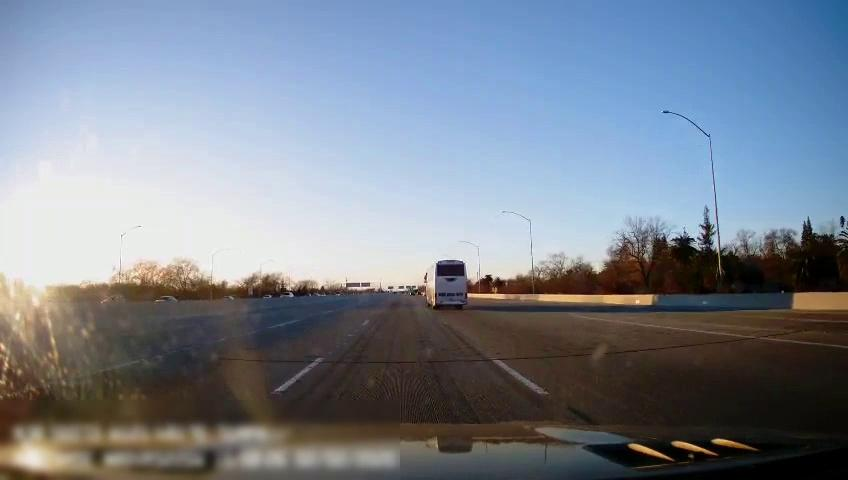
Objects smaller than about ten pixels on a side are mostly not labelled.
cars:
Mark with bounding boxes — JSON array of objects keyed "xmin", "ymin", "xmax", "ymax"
[
  {"xmin": 280, "ymin": 291, "xmax": 294, "ymax": 298},
  {"xmin": 154, "ymin": 295, "xmax": 178, "ymax": 304}
]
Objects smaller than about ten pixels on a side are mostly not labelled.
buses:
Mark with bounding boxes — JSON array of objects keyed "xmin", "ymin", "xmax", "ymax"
[{"xmin": 426, "ymin": 258, "xmax": 468, "ymax": 311}]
